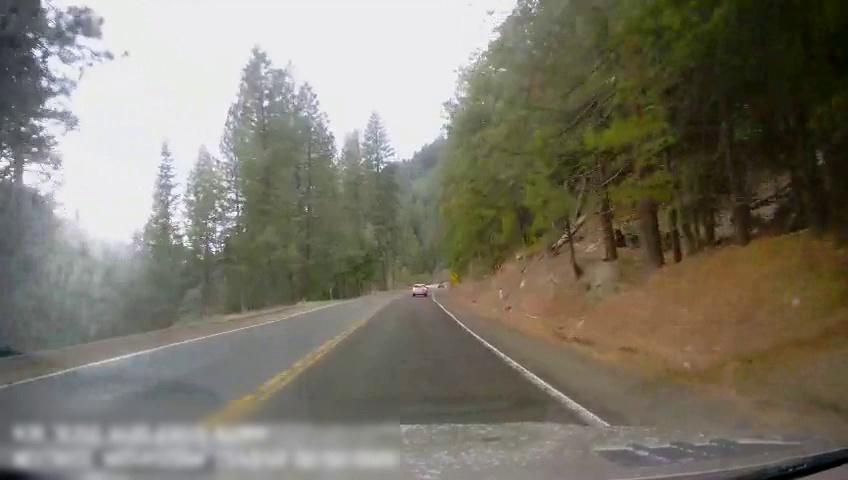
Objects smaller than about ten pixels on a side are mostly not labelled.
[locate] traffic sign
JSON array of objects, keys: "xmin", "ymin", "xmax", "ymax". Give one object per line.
[{"xmin": 449, "ymin": 271, "xmax": 460, "ymax": 281}]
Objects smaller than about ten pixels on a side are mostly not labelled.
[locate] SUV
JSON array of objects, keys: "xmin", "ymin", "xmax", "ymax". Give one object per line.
[{"xmin": 412, "ymin": 283, "xmax": 428, "ymax": 297}]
